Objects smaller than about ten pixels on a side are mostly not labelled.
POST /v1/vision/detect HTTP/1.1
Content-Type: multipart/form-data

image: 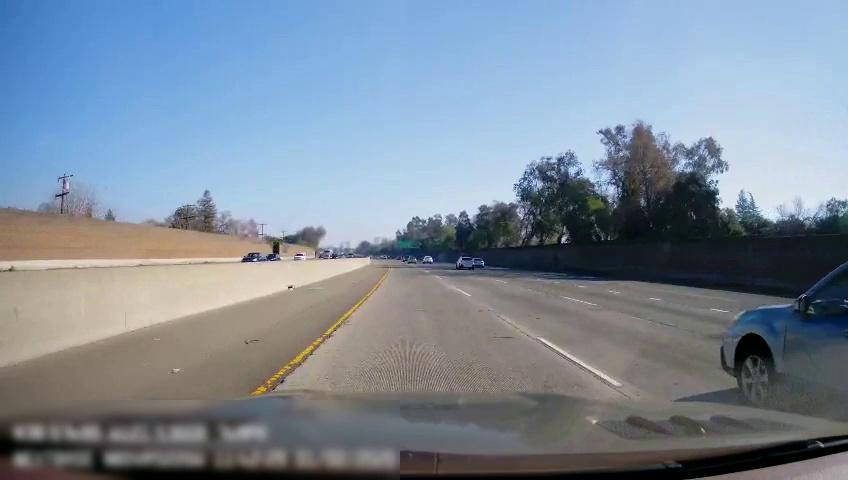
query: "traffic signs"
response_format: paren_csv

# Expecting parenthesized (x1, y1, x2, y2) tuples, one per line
(396, 240, 416, 248)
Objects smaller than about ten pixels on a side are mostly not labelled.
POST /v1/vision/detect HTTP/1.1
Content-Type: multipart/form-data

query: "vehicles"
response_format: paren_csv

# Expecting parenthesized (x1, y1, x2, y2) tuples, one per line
(721, 259, 848, 423)
(422, 256, 434, 265)
(456, 256, 475, 270)
(472, 258, 485, 269)
(240, 252, 267, 263)
(264, 253, 281, 263)
(293, 252, 309, 261)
